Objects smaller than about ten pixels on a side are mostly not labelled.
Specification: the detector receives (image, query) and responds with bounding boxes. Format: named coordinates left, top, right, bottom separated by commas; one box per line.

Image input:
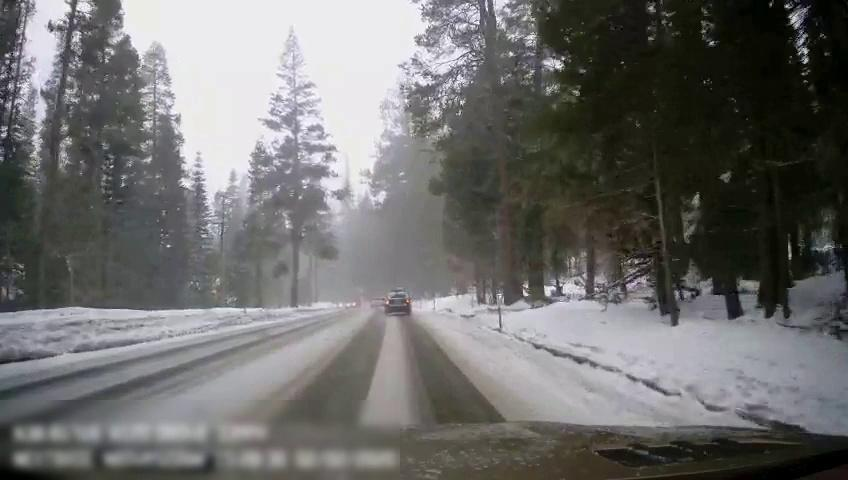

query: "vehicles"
left=371, top=296, right=387, bottom=307
left=384, top=288, right=413, bottom=316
